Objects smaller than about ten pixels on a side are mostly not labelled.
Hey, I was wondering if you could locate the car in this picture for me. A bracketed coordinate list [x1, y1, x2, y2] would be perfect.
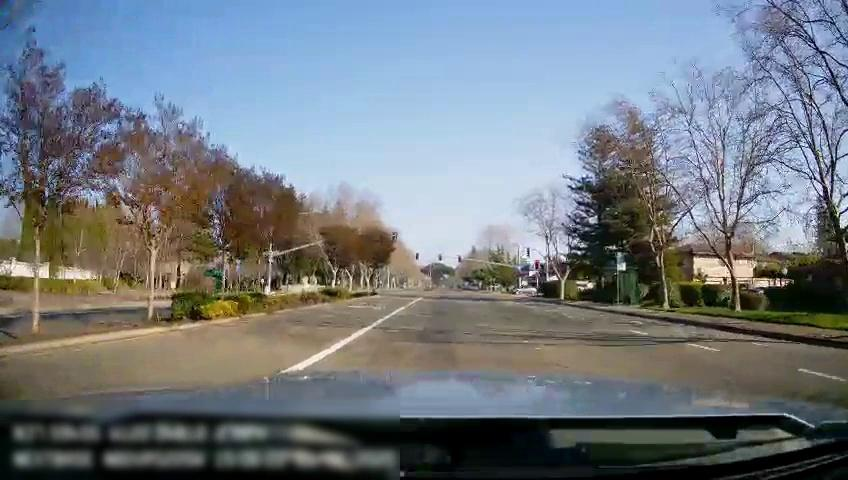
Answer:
[511, 285, 537, 295]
